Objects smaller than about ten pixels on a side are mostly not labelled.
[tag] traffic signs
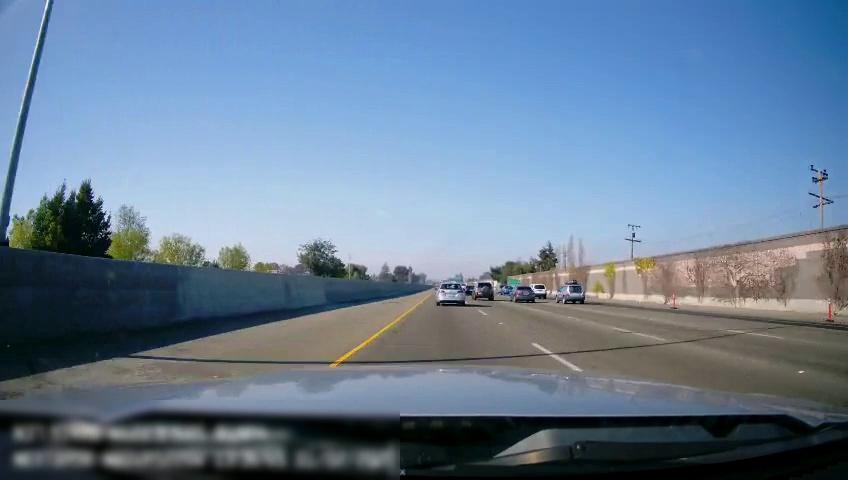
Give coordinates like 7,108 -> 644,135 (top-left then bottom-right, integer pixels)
509,278 -> 522,285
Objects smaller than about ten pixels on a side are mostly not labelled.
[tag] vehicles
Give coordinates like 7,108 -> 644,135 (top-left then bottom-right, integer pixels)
529,284 -> 547,299
462,285 -> 475,295
500,285 -> 514,295
434,282 -> 466,306
555,280 -> 586,304
472,282 -> 494,300
509,285 -> 535,303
